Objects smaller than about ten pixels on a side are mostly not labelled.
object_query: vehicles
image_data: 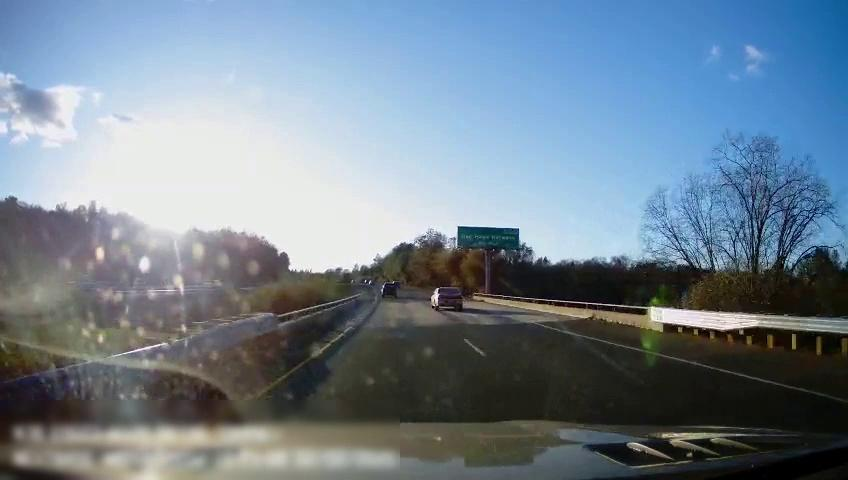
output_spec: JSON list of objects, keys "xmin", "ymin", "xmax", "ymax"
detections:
[
  {"xmin": 206, "ymin": 280, "xmax": 224, "ymax": 292},
  {"xmin": 382, "ymin": 282, "xmax": 397, "ymax": 297},
  {"xmin": 431, "ymin": 287, "xmax": 463, "ymax": 311}
]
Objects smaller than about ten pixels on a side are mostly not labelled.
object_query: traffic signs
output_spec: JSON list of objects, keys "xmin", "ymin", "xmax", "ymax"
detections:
[{"xmin": 457, "ymin": 226, "xmax": 521, "ymax": 250}]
